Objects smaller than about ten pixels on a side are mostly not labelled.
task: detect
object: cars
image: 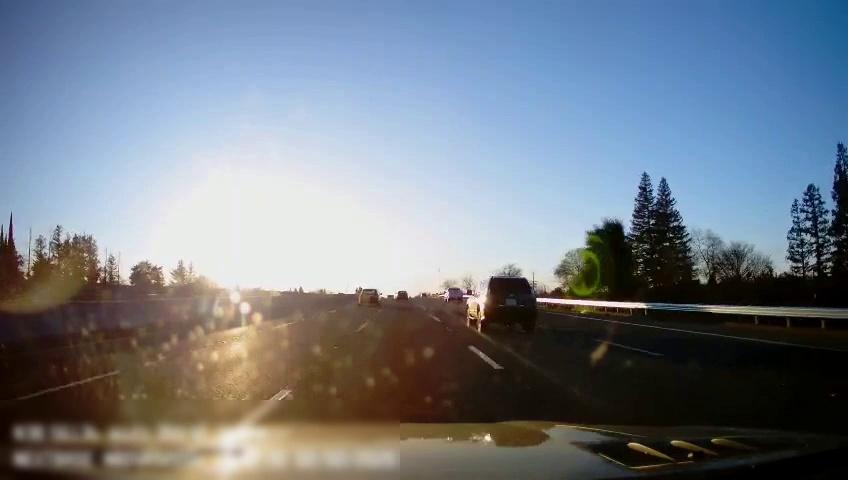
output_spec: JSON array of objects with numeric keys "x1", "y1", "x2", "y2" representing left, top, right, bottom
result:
[{"x1": 395, "y1": 289, "x2": 409, "y2": 301}]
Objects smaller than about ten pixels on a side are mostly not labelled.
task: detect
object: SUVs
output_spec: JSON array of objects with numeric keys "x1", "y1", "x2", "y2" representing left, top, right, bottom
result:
[
  {"x1": 358, "y1": 288, "x2": 383, "y2": 307},
  {"x1": 465, "y1": 276, "x2": 537, "y2": 334}
]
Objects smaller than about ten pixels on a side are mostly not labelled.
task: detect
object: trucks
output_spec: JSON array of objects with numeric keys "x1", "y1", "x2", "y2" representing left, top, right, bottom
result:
[{"x1": 443, "y1": 287, "x2": 464, "y2": 303}]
